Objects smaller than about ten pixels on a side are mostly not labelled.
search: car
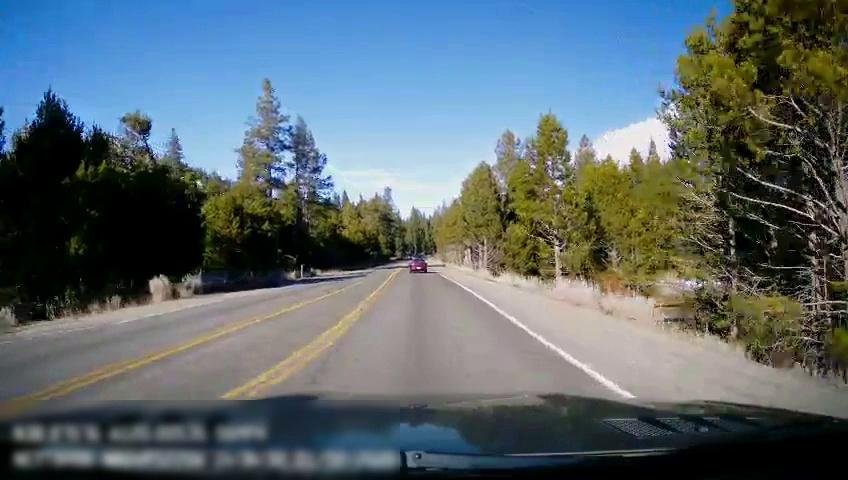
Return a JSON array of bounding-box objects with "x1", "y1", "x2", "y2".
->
[{"x1": 409, "y1": 258, "x2": 428, "y2": 274}]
